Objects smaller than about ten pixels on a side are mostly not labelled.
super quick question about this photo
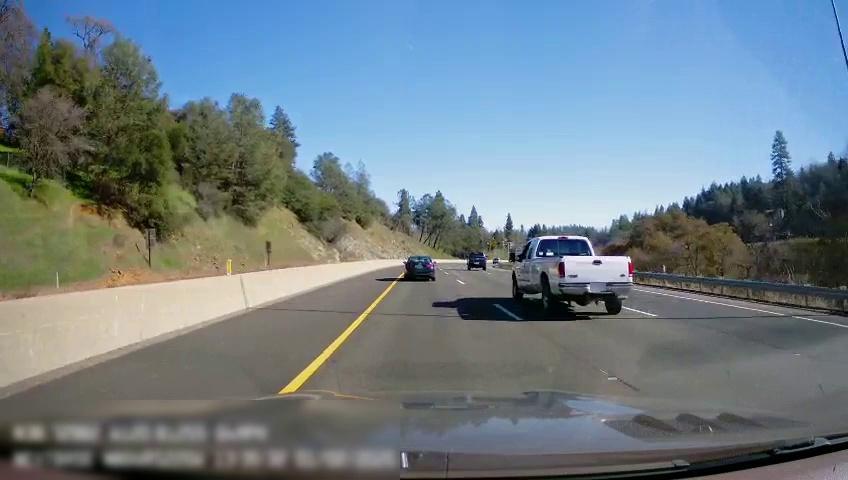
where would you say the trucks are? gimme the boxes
[465,250,487,271]
[509,235,634,316]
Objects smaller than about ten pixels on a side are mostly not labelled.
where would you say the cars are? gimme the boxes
[403,254,437,282]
